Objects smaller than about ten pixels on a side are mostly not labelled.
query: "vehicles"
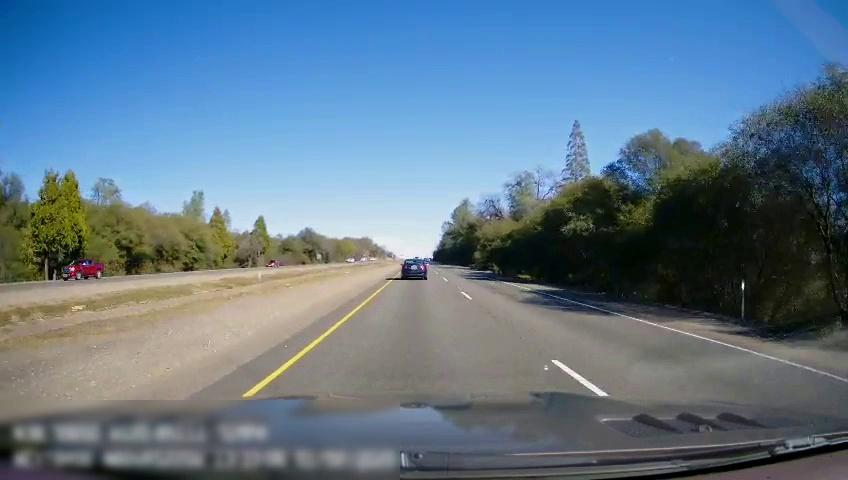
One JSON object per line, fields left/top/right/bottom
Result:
{"left": 265, "top": 260, "right": 280, "bottom": 268}
{"left": 400, "top": 257, "right": 428, "bottom": 281}
{"left": 61, "top": 259, "right": 105, "bottom": 281}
